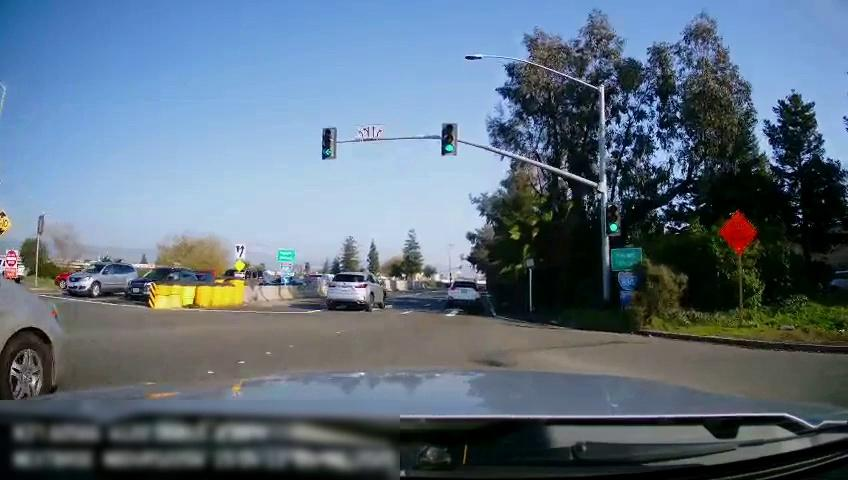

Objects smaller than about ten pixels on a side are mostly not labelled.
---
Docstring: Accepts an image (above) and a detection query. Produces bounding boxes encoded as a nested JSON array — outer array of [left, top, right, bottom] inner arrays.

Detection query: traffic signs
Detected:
[[720, 210, 756, 256], [610, 248, 642, 272], [617, 271, 637, 290], [3, 267, 18, 280], [620, 289, 637, 303], [0, 211, 9, 234], [234, 243, 245, 257], [279, 248, 296, 264], [4, 250, 17, 267], [233, 259, 245, 273]]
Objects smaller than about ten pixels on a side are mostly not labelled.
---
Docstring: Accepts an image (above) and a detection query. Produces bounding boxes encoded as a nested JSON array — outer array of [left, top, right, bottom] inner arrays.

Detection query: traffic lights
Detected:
[[605, 201, 622, 237], [440, 123, 458, 157], [321, 127, 338, 161], [36, 215, 45, 234]]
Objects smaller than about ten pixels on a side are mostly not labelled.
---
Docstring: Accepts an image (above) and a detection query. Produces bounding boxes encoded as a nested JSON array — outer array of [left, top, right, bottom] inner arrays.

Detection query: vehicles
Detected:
[[326, 271, 386, 313], [0, 256, 27, 285], [127, 267, 203, 300], [447, 280, 482, 308], [54, 270, 84, 290], [65, 261, 140, 299], [0, 274, 66, 402]]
